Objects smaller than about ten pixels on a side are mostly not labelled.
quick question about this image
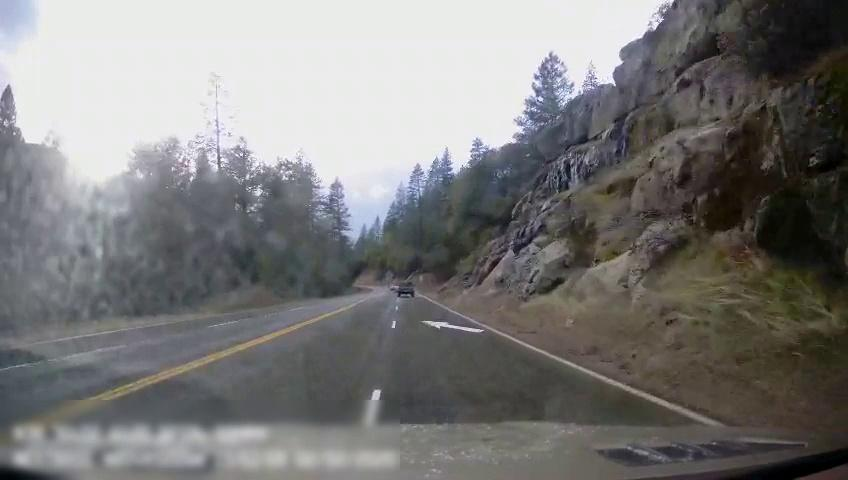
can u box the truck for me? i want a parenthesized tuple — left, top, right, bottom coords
(397, 282, 415, 298)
